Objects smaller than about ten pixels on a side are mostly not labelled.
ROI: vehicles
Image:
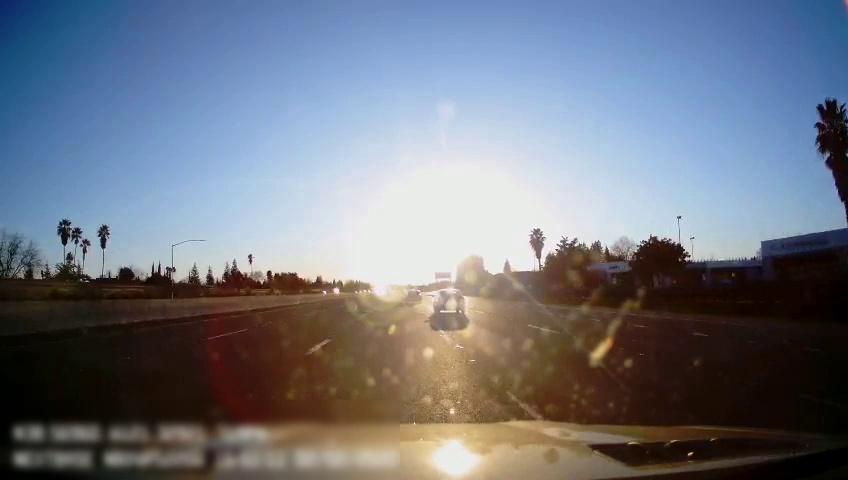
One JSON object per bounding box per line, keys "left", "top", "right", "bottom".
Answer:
{"left": 432, "top": 288, "right": 466, "bottom": 316}
{"left": 405, "top": 290, "right": 423, "bottom": 303}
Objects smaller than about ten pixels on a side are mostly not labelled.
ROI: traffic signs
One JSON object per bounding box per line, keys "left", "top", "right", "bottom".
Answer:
{"left": 435, "top": 272, "right": 451, "bottom": 278}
